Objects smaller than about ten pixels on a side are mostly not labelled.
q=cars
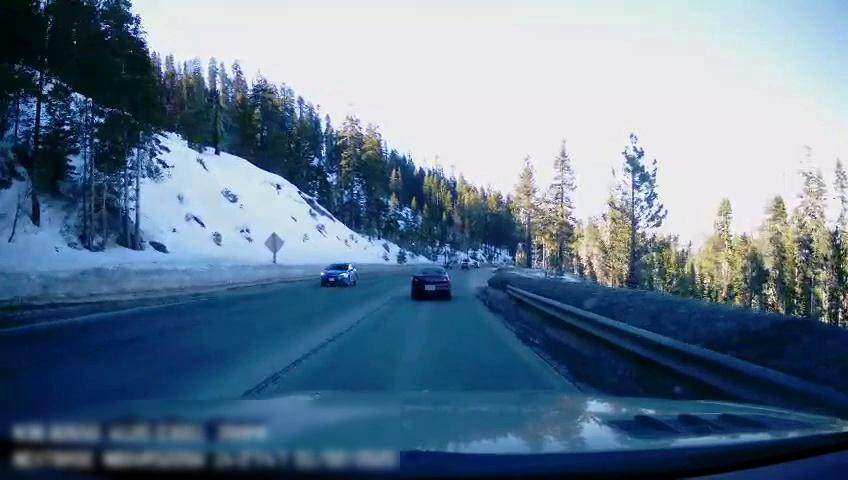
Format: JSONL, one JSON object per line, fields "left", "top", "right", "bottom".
{"left": 320, "top": 262, "right": 357, "bottom": 288}
{"left": 410, "top": 265, "right": 452, "bottom": 299}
